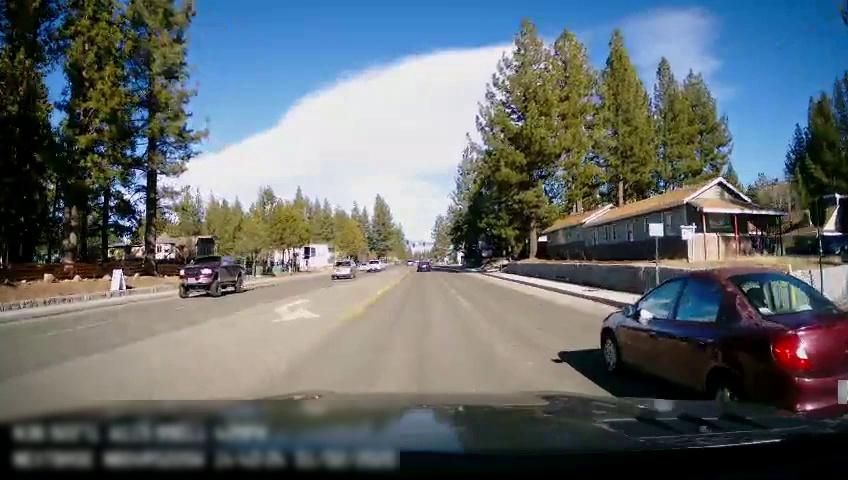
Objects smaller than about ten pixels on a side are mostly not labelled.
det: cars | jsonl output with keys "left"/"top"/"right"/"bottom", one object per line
{"left": 417, "top": 259, "right": 431, "bottom": 271}
{"left": 599, "top": 269, "right": 848, "bottom": 416}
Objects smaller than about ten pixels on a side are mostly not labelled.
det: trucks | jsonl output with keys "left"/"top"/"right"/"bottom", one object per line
{"left": 177, "top": 256, "right": 245, "bottom": 298}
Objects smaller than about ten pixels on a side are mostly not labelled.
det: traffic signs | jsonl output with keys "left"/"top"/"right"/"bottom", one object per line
{"left": 649, "top": 224, "right": 665, "bottom": 238}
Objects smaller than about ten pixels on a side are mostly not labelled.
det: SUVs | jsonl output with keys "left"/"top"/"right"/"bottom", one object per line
{"left": 332, "top": 260, "right": 356, "bottom": 279}
{"left": 366, "top": 259, "right": 383, "bottom": 272}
